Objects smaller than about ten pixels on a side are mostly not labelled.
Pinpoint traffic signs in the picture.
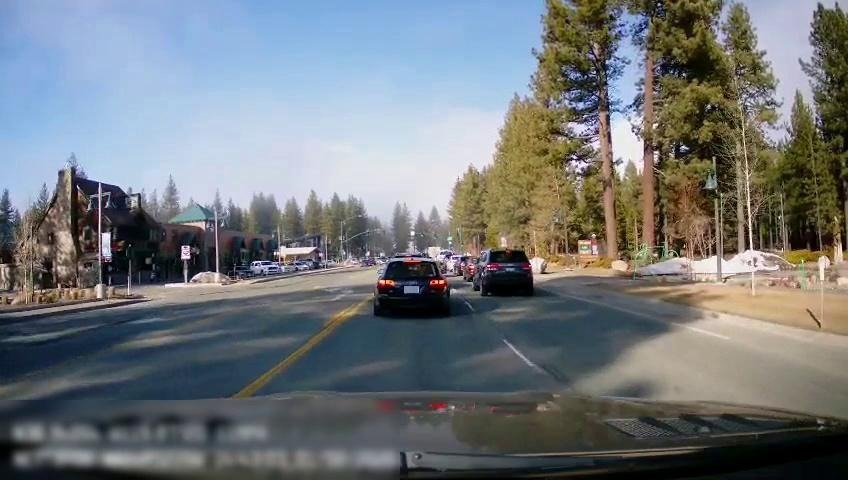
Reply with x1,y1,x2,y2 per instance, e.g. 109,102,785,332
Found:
180,244,191,261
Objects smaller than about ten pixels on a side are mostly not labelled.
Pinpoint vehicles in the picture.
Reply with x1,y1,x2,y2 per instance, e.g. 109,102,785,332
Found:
249,260,279,274
472,249,534,297
228,263,256,281
453,256,466,277
376,257,449,319
446,256,459,273
463,256,482,282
